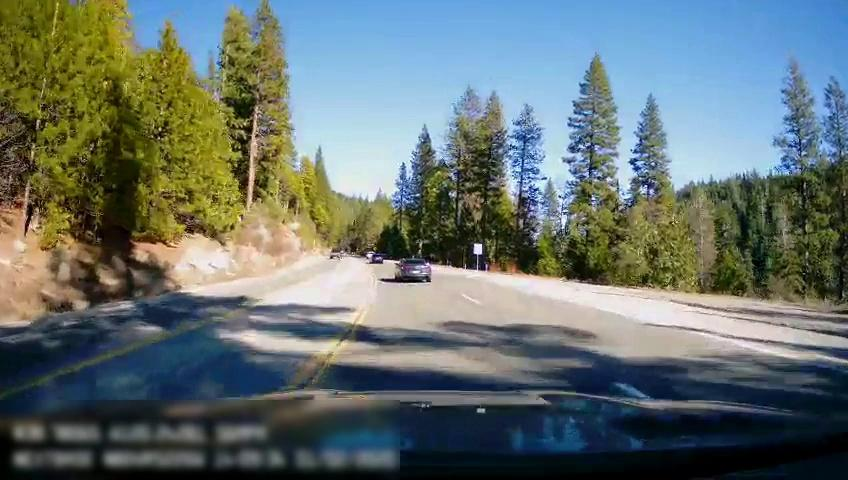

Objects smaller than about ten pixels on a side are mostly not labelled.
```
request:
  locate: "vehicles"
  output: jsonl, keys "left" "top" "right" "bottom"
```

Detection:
{"left": 393, "top": 257, "right": 431, "bottom": 283}
{"left": 327, "top": 248, "right": 344, "bottom": 260}
{"left": 371, "top": 253, "right": 385, "bottom": 265}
